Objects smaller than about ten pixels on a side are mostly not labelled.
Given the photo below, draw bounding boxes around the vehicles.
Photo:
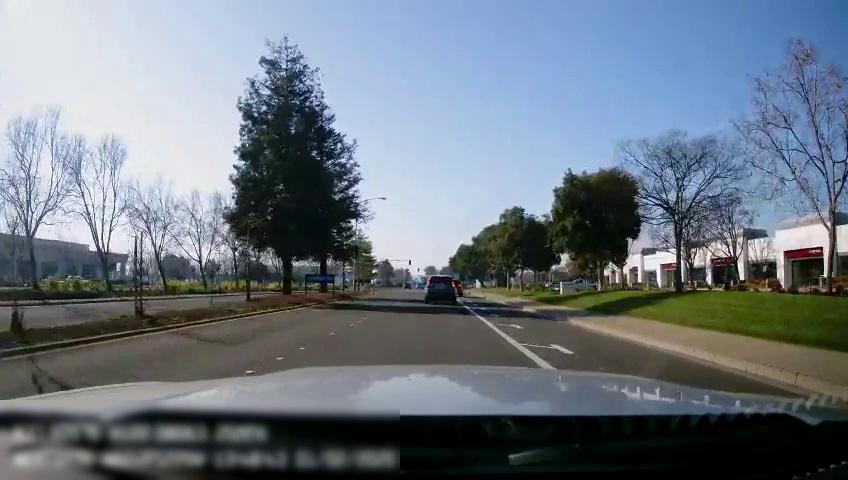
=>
[454,280,463,297]
[423,275,456,304]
